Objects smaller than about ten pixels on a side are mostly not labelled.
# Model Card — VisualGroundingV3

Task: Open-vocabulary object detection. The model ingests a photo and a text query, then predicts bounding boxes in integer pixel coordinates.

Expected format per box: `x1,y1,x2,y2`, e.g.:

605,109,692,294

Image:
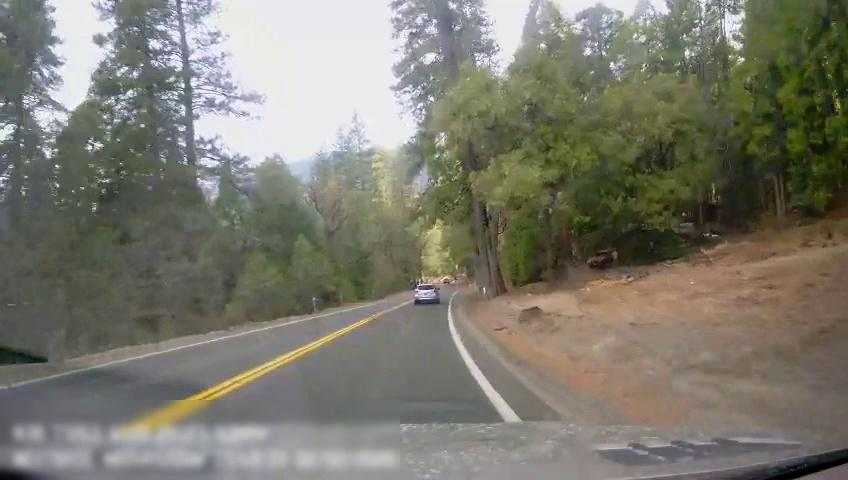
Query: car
414,283,441,305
